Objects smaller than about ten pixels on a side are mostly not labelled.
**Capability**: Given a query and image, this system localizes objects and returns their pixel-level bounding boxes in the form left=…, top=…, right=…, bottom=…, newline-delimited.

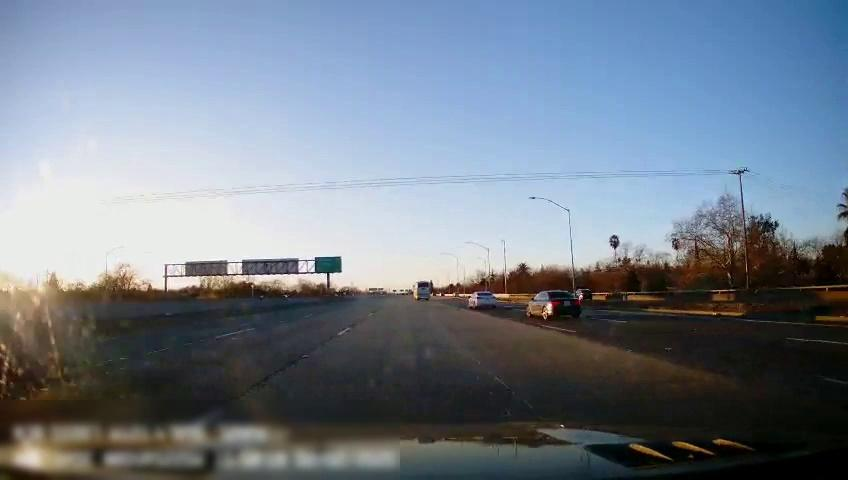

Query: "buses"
left=413, top=280, right=432, bottom=301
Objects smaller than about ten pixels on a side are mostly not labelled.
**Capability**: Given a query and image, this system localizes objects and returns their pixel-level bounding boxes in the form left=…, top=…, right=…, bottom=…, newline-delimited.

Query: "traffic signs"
left=314, top=255, right=342, bottom=273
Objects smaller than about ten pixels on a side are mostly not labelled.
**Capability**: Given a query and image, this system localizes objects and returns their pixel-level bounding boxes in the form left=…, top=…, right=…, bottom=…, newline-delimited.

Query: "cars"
left=576, top=288, right=593, bottom=300
left=524, top=289, right=582, bottom=321
left=467, top=291, right=497, bottom=310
